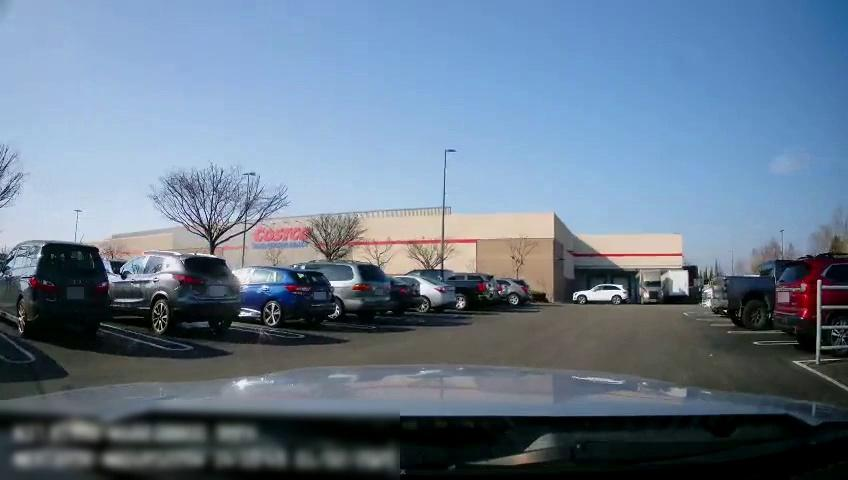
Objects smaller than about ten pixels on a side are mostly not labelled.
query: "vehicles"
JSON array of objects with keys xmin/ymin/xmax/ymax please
[
  {"xmin": 572, "ymin": 284, "xmax": 629, "ymax": 306},
  {"xmin": 497, "ymin": 276, "xmax": 534, "ymax": 307},
  {"xmin": 701, "ymin": 283, "xmax": 711, "ymax": 306},
  {"xmin": 415, "ymin": 276, "xmax": 457, "ymax": 315},
  {"xmin": 634, "ymin": 269, "xmax": 664, "ymax": 305},
  {"xmin": 106, "ymin": 249, "xmax": 242, "ymax": 336},
  {"xmin": 772, "ymin": 251, "xmax": 848, "ymax": 357},
  {"xmin": 233, "ymin": 266, "xmax": 337, "ymax": 329},
  {"xmin": 448, "ymin": 272, "xmax": 501, "ymax": 299},
  {"xmin": 391, "ymin": 276, "xmax": 425, "ymax": 318},
  {"xmin": 103, "ymin": 260, "xmax": 125, "ymax": 273},
  {"xmin": 661, "ymin": 269, "xmax": 690, "ymax": 300},
  {"xmin": 301, "ymin": 258, "xmax": 394, "ymax": 324},
  {"xmin": 710, "ymin": 259, "xmax": 794, "ymax": 332},
  {"xmin": 405, "ymin": 268, "xmax": 496, "ymax": 311},
  {"xmin": 0, "ymin": 239, "xmax": 110, "ymax": 337}
]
